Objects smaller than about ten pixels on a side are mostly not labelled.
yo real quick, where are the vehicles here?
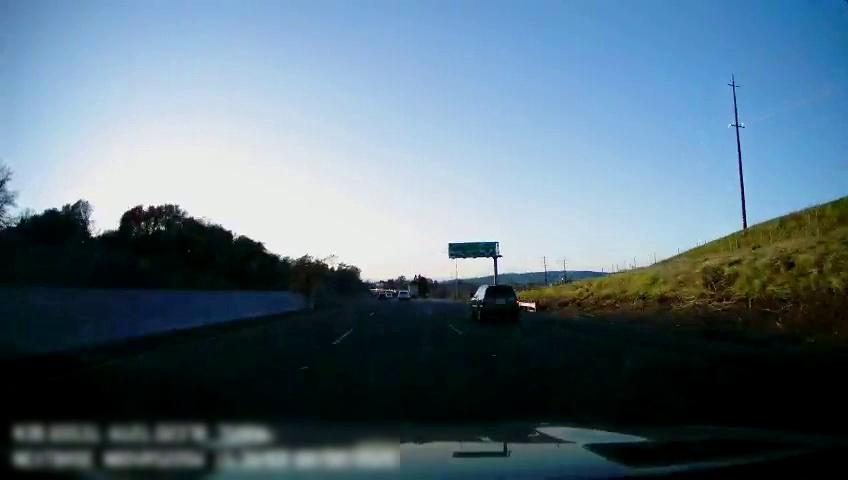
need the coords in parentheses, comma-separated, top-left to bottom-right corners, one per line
(408, 284, 418, 298)
(398, 289, 410, 300)
(473, 284, 519, 321)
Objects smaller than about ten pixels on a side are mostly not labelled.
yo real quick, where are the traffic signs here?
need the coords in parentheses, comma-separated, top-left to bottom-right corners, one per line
(447, 241, 498, 259)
